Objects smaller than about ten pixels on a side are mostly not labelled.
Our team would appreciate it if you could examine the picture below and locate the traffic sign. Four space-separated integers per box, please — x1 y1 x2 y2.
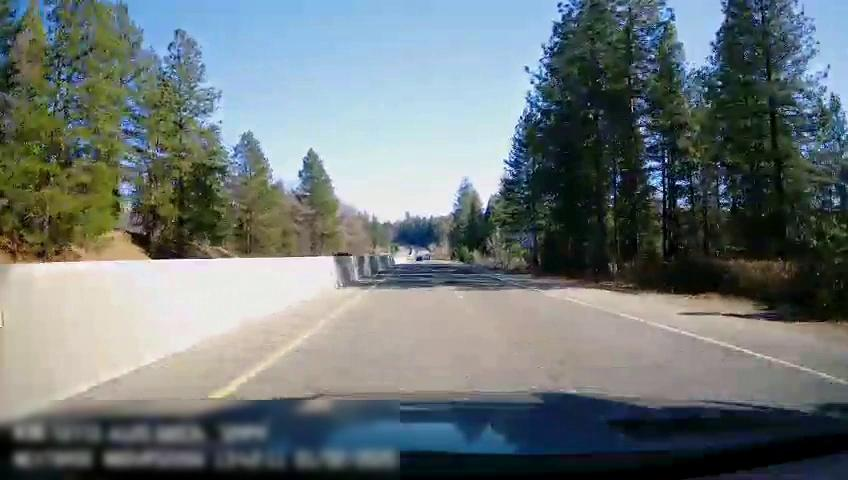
523 232 535 249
